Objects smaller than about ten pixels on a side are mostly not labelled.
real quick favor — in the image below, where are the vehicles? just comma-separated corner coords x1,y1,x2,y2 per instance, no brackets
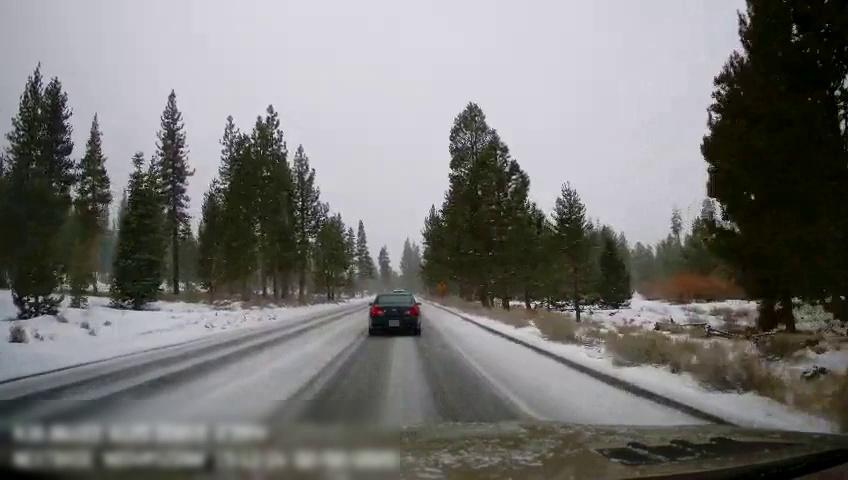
391,289,407,294
368,293,422,336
